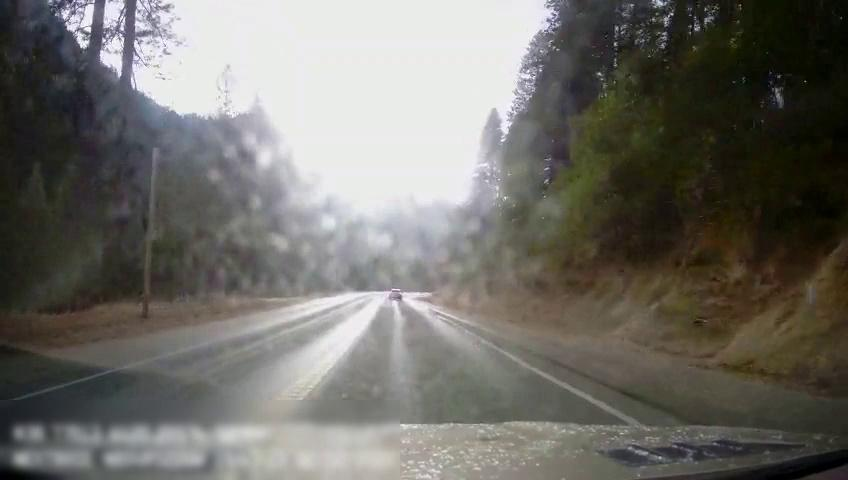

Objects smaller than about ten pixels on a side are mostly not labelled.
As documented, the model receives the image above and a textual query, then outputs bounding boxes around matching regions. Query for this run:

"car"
[389,288,402,301]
